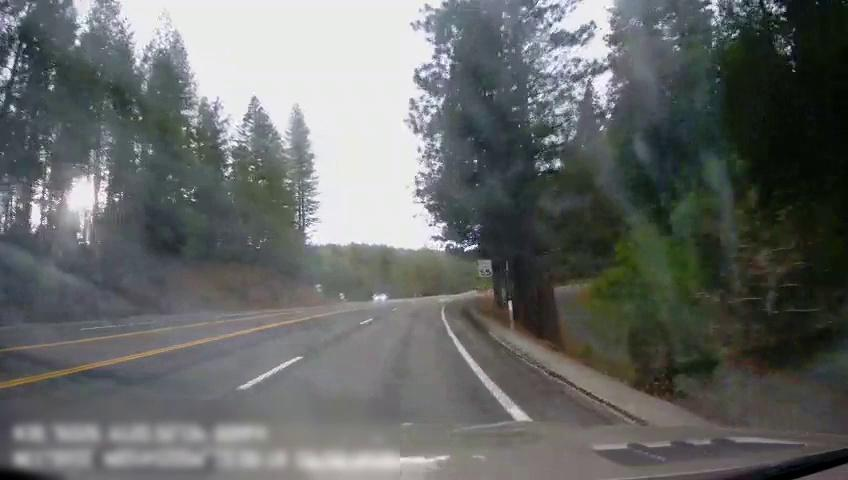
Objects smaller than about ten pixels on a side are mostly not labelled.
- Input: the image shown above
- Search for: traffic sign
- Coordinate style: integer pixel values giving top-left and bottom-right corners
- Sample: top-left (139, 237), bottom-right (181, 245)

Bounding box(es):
top-left (477, 259), bottom-right (493, 277)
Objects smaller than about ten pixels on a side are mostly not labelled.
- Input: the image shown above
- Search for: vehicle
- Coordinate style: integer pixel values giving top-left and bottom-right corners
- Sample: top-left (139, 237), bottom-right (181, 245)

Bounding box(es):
top-left (371, 293), bottom-right (388, 303)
